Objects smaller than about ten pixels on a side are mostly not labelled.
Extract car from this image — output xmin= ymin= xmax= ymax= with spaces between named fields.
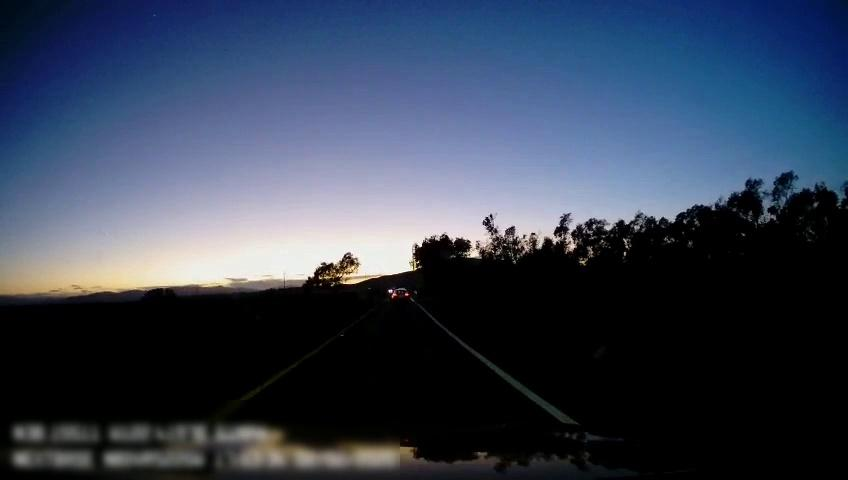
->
xmin=391 ymin=288 xmax=410 ymax=304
